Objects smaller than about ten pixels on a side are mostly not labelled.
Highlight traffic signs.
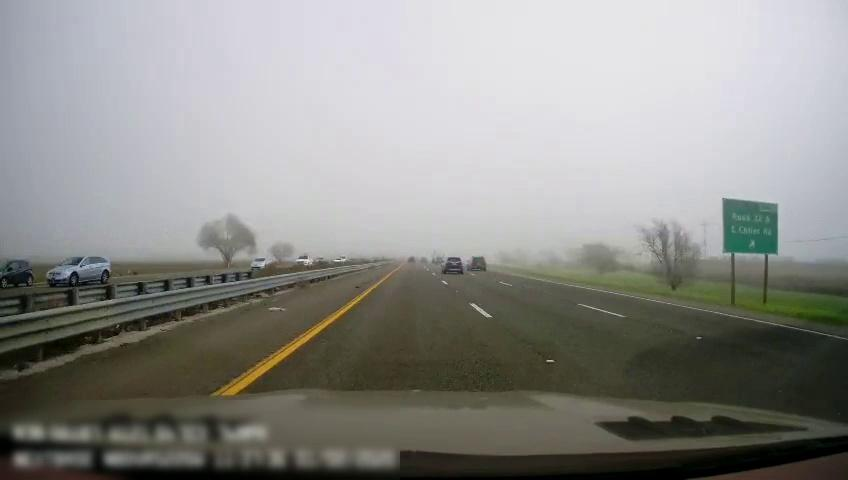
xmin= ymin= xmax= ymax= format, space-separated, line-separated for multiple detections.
xmin=720 ymin=196 xmax=781 ymax=255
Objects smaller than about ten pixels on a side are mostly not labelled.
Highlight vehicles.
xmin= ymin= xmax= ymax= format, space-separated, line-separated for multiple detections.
xmin=45 ymin=254 xmax=113 ymax=288
xmin=295 ymin=255 xmax=315 ymax=267
xmin=250 ymin=256 xmax=280 ymax=271
xmin=465 ymin=256 xmax=487 ymax=272
xmin=440 ymin=256 xmax=464 ymax=275
xmin=0 ymin=259 xmax=36 ymax=290
xmin=434 ymin=256 xmax=445 ymax=265
xmin=432 ymin=252 xmax=444 ymax=262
